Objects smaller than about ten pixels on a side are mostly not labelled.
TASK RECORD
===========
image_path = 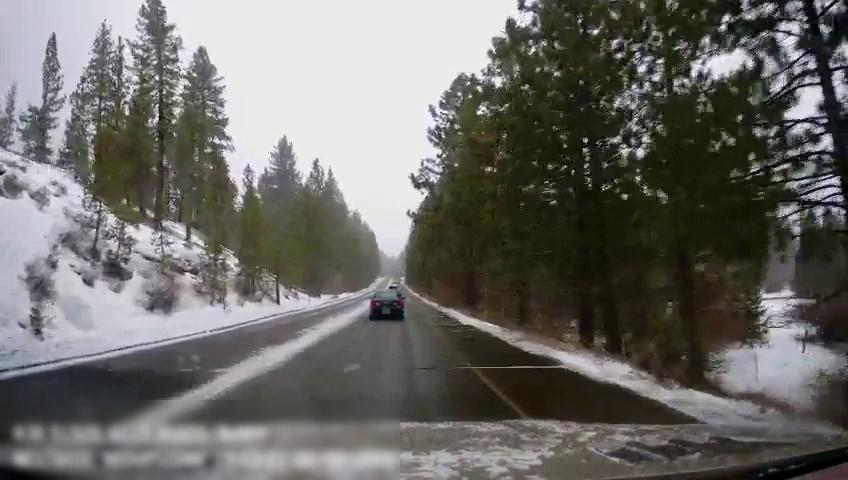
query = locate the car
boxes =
[369,287,405,319]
